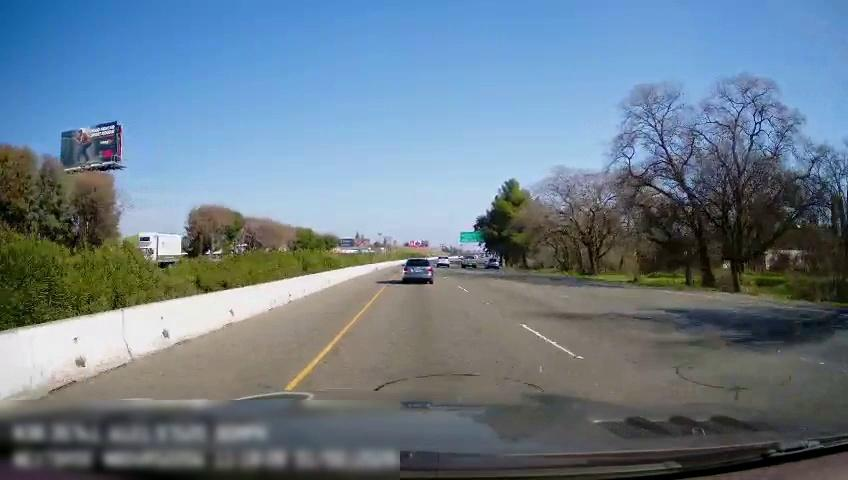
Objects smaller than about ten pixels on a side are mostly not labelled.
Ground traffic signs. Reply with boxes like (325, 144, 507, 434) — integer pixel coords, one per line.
(460, 231, 480, 242)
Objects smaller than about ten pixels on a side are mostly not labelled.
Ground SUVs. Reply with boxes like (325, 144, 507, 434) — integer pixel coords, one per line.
(484, 258, 500, 269)
(436, 256, 450, 267)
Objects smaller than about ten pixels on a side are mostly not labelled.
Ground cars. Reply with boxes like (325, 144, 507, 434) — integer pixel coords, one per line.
(401, 258, 433, 284)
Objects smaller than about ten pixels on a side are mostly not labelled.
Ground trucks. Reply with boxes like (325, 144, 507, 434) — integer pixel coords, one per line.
(137, 232, 181, 268)
(460, 256, 476, 269)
